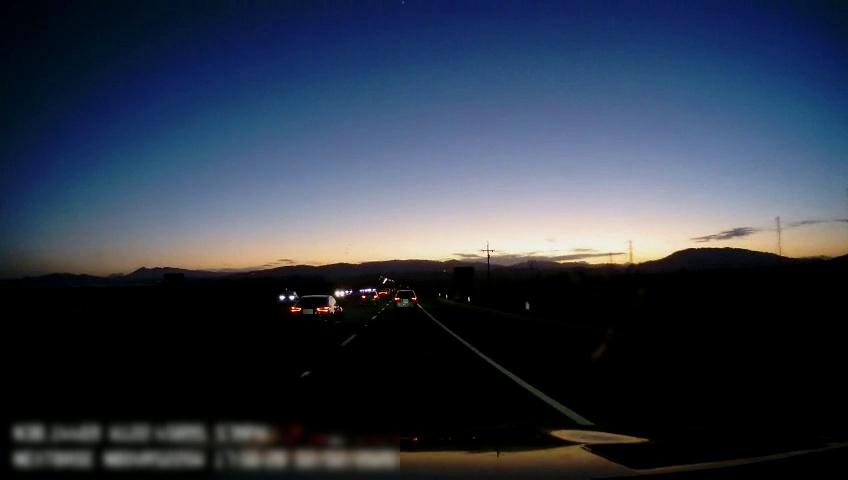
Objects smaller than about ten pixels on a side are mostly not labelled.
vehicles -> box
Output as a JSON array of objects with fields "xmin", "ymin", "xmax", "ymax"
[
  {"xmin": 277, "ymin": 290, "xmax": 299, "ymax": 303},
  {"xmin": 334, "ymin": 288, "xmax": 348, "ymax": 298},
  {"xmin": 288, "ymin": 294, "xmax": 345, "ymax": 329},
  {"xmin": 359, "ymin": 288, "xmax": 379, "ymax": 305},
  {"xmin": 377, "ymin": 289, "xmax": 390, "ymax": 299},
  {"xmin": 393, "ymin": 289, "xmax": 419, "ymax": 313}
]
